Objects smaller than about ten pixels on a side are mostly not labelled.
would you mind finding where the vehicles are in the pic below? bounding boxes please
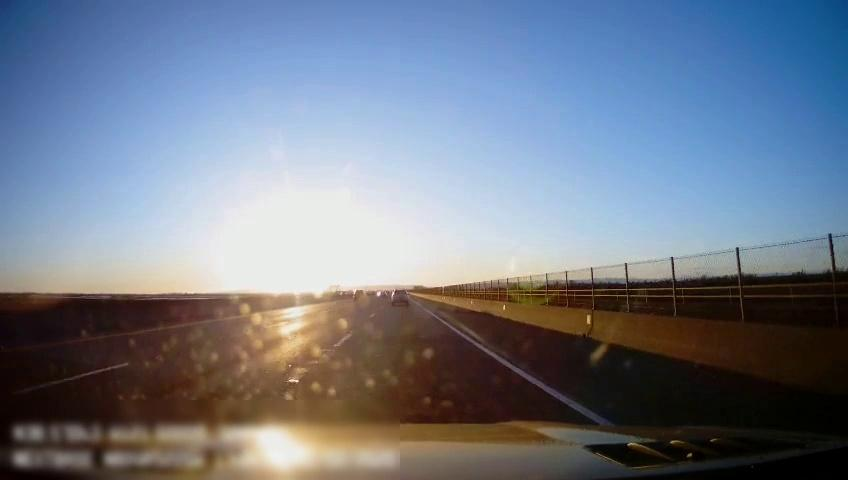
[353,289,367,301]
[391,288,410,306]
